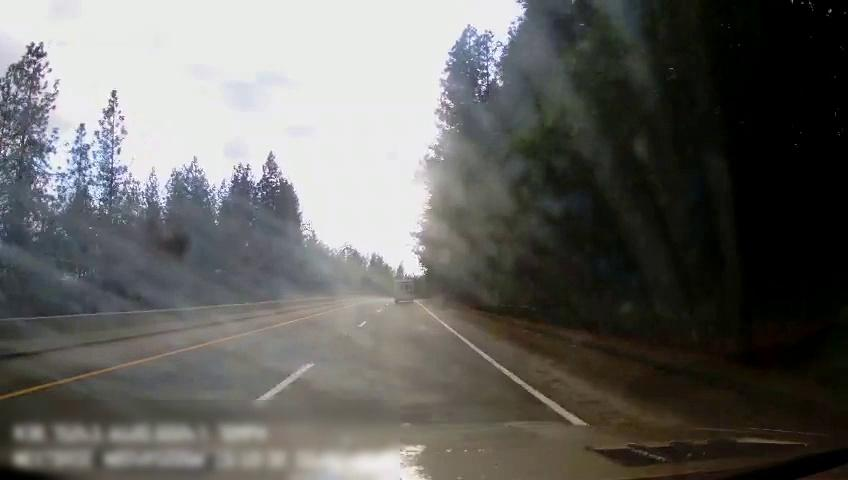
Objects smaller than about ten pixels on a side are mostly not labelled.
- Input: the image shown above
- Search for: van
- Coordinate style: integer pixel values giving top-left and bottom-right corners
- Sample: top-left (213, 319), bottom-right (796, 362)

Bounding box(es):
top-left (394, 279), bottom-right (415, 303)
